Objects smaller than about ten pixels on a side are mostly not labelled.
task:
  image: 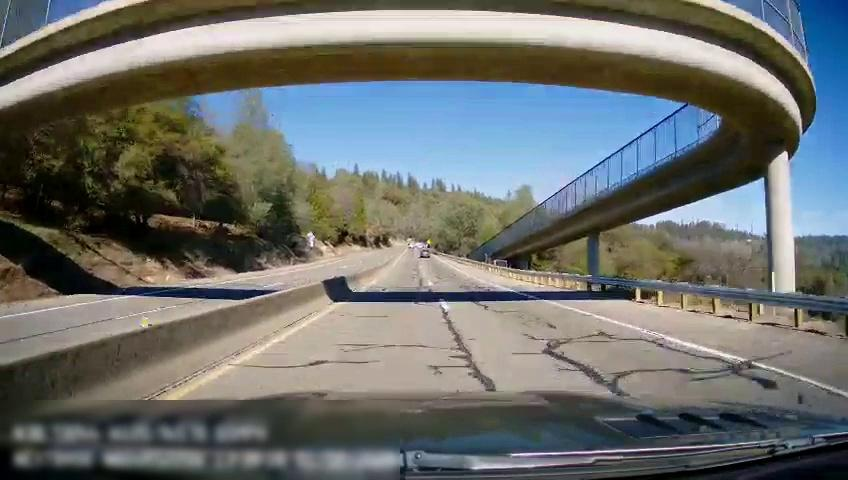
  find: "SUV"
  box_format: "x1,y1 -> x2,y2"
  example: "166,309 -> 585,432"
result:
419,248 -> 431,259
